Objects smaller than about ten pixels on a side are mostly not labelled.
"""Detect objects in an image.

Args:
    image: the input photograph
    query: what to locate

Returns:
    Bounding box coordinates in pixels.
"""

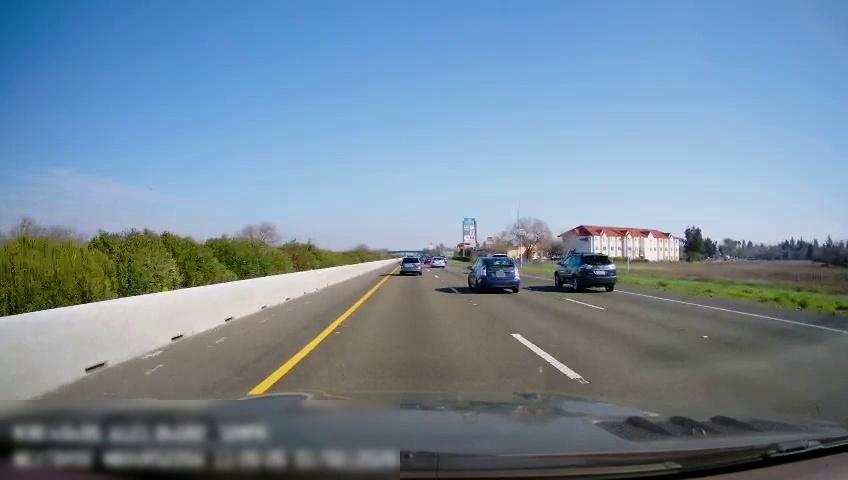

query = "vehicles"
[553,252,617,294]
[491,253,505,258]
[422,257,432,265]
[430,257,447,270]
[398,257,421,276]
[466,256,520,295]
